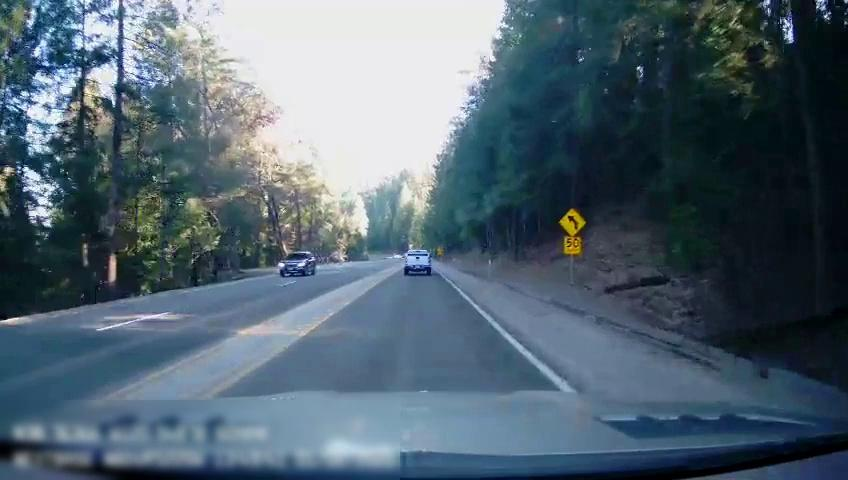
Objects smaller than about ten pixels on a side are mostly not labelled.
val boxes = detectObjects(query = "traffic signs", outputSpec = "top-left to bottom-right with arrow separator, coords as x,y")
563,236 -> 583,255
559,207 -> 587,237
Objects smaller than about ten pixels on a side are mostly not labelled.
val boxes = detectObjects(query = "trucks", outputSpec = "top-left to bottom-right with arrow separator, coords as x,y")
403,249 -> 432,276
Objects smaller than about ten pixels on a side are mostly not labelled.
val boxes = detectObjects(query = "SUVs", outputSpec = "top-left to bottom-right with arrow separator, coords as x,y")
277,251 -> 317,277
